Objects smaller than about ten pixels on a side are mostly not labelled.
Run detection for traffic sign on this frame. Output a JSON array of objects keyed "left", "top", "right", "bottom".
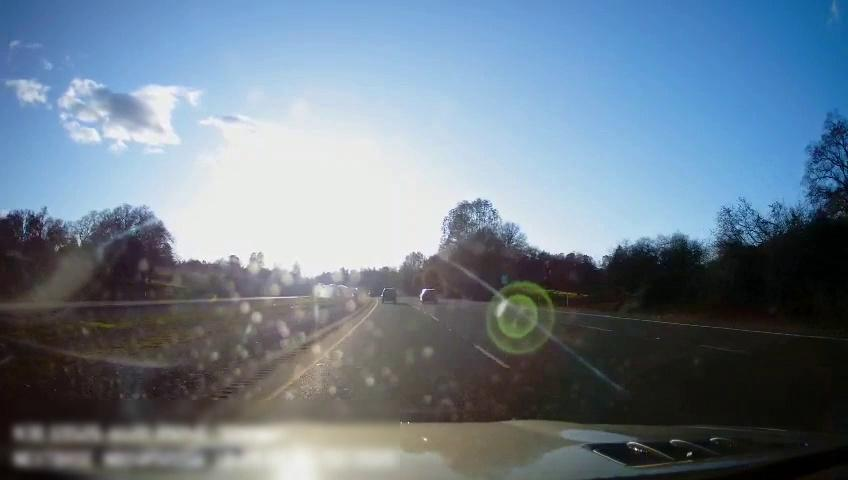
[{"left": 500, "top": 273, "right": 511, "bottom": 285}]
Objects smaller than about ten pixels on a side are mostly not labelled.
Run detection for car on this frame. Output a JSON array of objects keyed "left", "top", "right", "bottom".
[{"left": 381, "top": 289, "right": 396, "bottom": 303}]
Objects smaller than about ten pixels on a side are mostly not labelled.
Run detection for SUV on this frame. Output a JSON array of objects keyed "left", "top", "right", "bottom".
[{"left": 420, "top": 289, "right": 437, "bottom": 304}]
